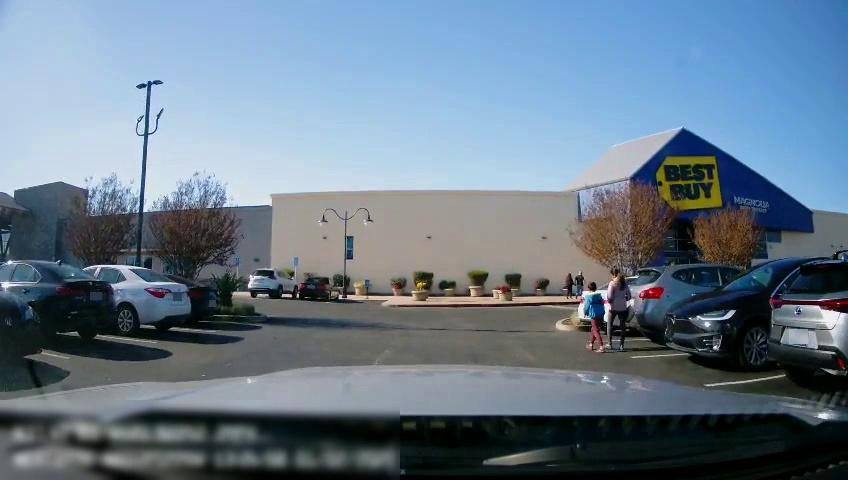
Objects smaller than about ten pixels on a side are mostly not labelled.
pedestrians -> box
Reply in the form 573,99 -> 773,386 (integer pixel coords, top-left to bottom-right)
565,272 -> 574,300
574,271 -> 586,300
582,281 -> 608,353
603,267 -> 632,351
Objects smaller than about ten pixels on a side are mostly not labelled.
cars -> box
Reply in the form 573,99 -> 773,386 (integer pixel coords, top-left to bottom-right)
578,275 -> 665,337
60,265 -> 192,338
300,277 -> 339,301
0,259 -> 114,343
0,284 -> 39,363
131,272 -> 216,327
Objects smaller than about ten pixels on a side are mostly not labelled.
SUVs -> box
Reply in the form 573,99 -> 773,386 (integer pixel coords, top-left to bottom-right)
662,255 -> 848,372
247,268 -> 298,299
766,250 -> 848,383
616,263 -> 757,345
